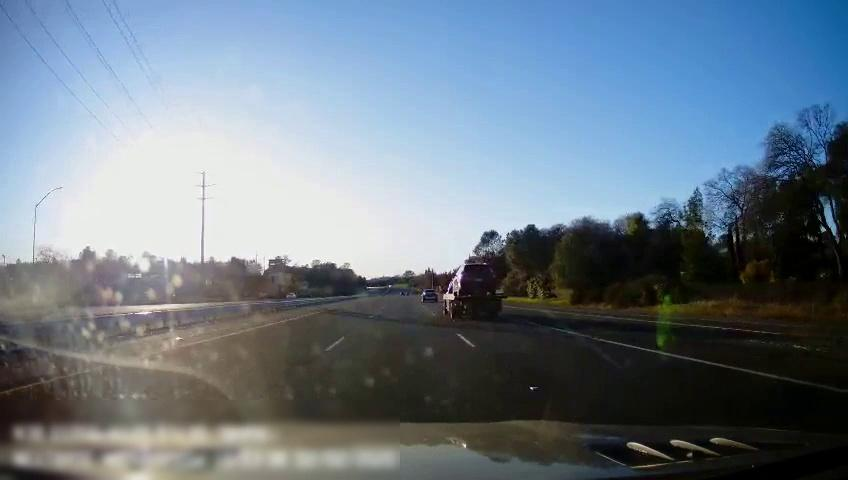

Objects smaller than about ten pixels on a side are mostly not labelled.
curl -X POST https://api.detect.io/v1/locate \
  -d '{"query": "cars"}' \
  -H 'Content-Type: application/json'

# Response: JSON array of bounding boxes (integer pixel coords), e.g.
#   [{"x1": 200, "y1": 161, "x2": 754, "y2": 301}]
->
[
  {"x1": 286, "y1": 293, "x2": 297, "y2": 300},
  {"x1": 421, "y1": 289, "x2": 438, "y2": 302}
]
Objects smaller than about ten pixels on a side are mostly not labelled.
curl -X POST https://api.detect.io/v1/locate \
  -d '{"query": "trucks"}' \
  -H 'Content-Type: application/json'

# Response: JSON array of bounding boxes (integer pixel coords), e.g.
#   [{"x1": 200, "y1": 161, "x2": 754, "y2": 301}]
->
[{"x1": 443, "y1": 263, "x2": 508, "y2": 320}]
